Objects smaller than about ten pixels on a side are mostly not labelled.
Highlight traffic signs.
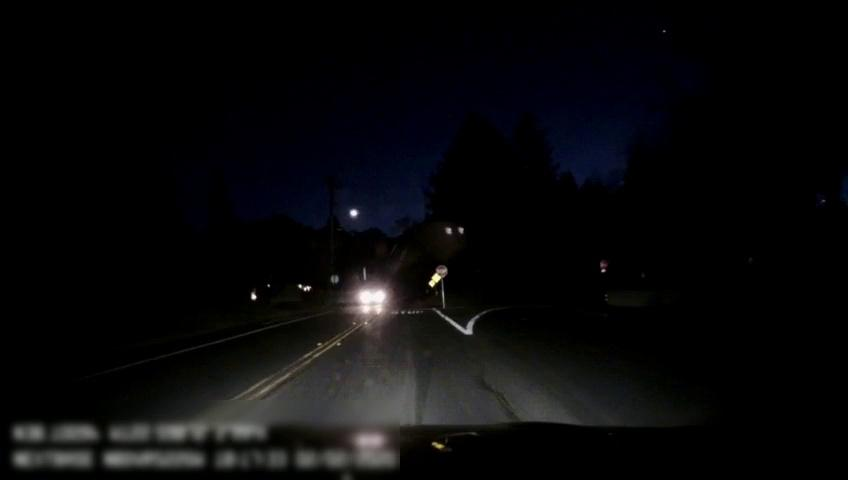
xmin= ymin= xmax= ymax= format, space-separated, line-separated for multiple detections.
xmin=431 ymin=272 xmax=441 ymax=284
xmin=435 ymin=264 xmax=448 ymax=279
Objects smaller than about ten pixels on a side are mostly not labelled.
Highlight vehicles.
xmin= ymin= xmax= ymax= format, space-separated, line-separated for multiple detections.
xmin=354 ymin=279 xmax=386 ymax=303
